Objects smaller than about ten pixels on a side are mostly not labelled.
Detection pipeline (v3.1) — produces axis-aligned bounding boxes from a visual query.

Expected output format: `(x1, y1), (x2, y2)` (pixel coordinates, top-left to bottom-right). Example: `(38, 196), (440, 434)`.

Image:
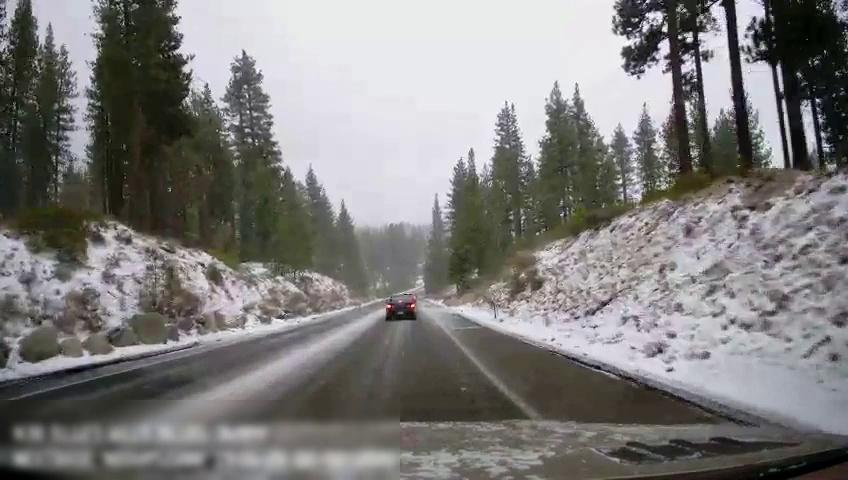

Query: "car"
(384, 293), (417, 321)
